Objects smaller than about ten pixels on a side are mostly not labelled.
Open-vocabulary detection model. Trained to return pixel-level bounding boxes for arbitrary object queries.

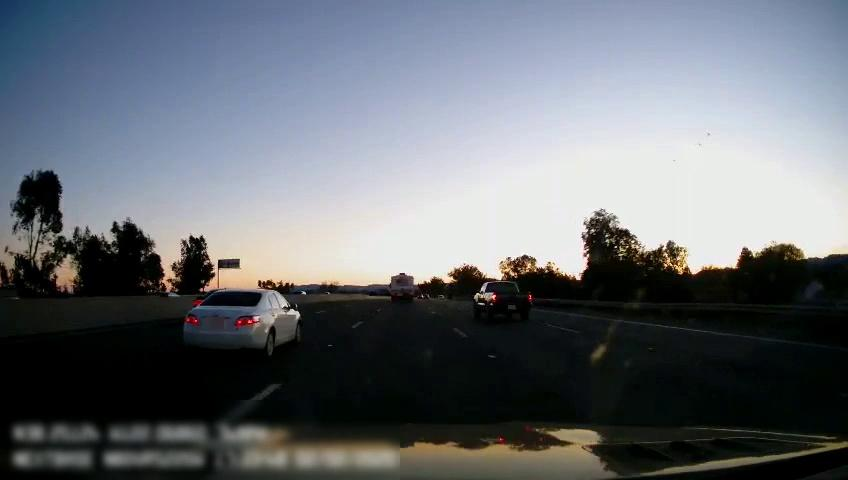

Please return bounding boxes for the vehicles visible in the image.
[473,281,533,321]
[291,291,307,296]
[0,288,21,301]
[158,292,180,298]
[193,290,217,308]
[389,275,413,302]
[183,289,303,362]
